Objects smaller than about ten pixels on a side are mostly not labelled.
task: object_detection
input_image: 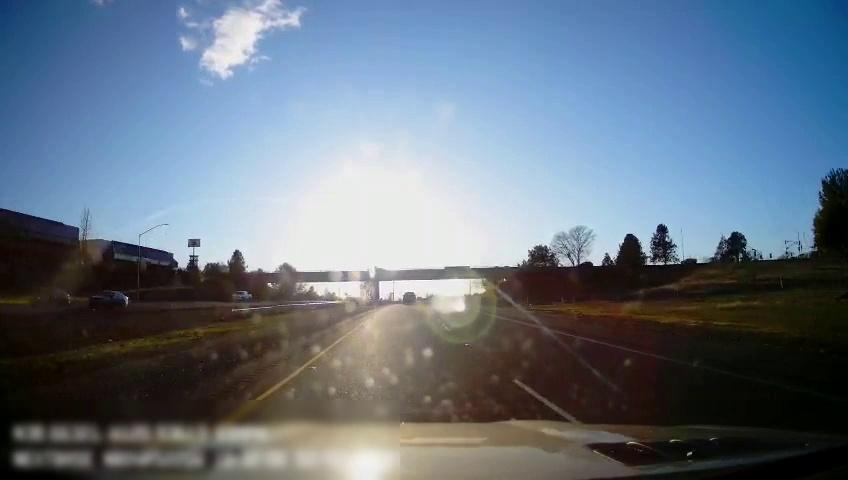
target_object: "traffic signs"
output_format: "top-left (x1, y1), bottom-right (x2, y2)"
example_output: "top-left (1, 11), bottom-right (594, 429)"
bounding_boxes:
top-left (444, 266), bottom-right (470, 279)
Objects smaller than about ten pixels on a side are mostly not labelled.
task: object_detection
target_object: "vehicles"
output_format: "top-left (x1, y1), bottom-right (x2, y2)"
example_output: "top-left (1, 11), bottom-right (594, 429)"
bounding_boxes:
top-left (231, 291), bottom-right (252, 303)
top-left (403, 292), bottom-right (416, 304)
top-left (32, 288), bottom-right (70, 308)
top-left (88, 291), bottom-right (128, 309)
